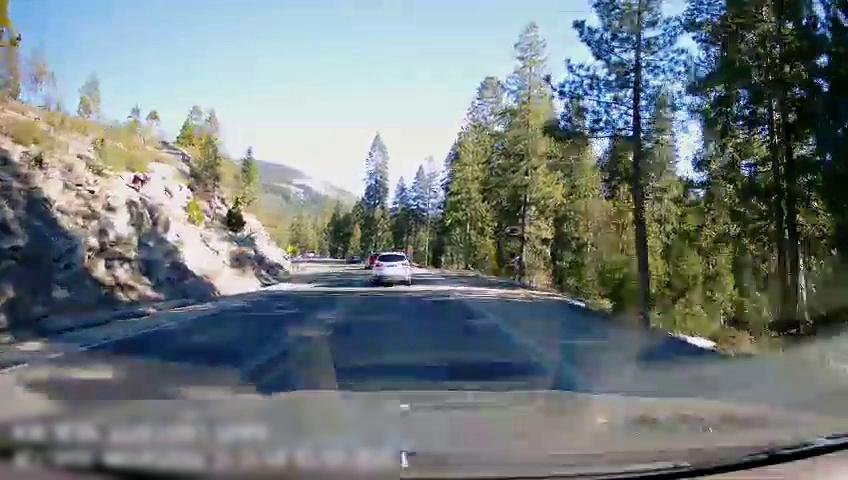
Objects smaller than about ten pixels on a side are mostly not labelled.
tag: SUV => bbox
[374,252,410,286]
